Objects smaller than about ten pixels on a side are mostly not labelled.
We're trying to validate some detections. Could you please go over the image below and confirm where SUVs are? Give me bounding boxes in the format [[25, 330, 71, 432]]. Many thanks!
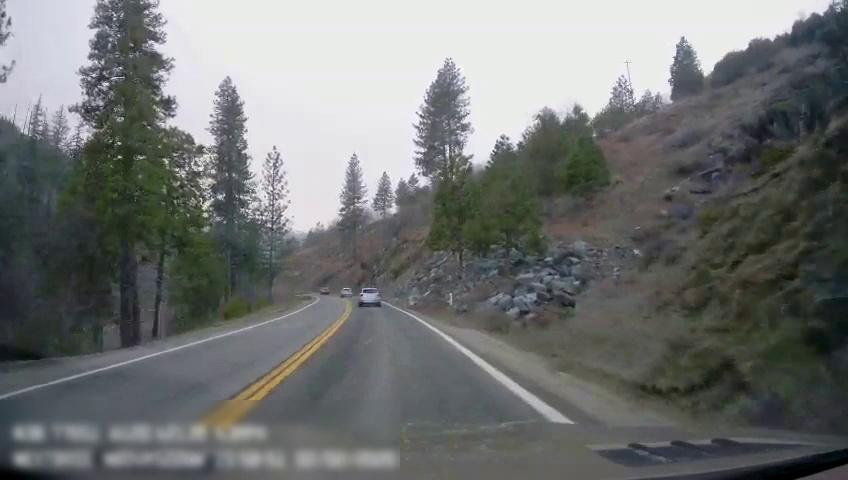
[[358, 287, 381, 307], [340, 287, 353, 298]]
